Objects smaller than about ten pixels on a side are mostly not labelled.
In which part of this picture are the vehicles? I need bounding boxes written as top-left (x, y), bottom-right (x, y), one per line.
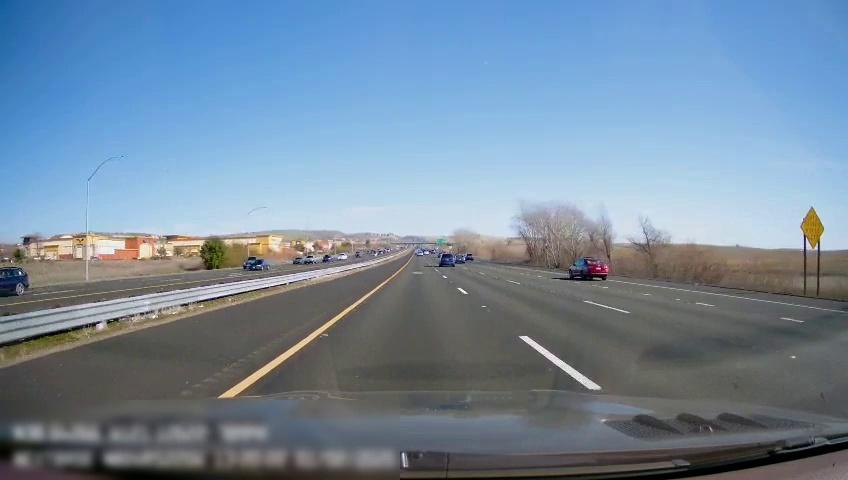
top-left (249, 258), bottom-right (271, 271)
top-left (303, 255), bottom-right (317, 265)
top-left (439, 254), bottom-right (455, 268)
top-left (455, 254), bottom-right (466, 264)
top-left (321, 253), bottom-right (334, 264)
top-left (292, 257), bottom-right (304, 265)
top-left (242, 256), bottom-right (264, 270)
top-left (568, 255), bottom-right (609, 281)
top-left (0, 267), bottom-right (29, 297)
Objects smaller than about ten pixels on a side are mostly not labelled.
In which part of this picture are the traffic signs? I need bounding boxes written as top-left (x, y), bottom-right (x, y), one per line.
top-left (800, 206), bottom-right (824, 249)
